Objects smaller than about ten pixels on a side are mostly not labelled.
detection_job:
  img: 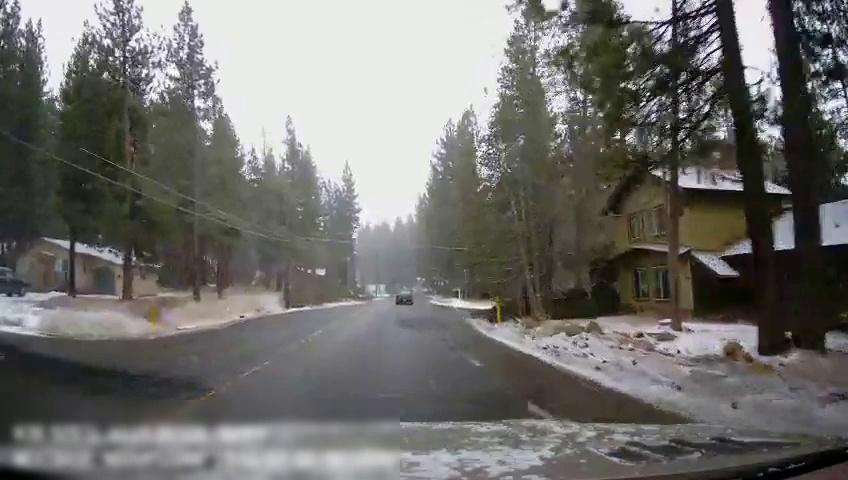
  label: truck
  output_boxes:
[0,266,31,298]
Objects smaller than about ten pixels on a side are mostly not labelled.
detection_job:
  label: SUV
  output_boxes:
[395,289,415,306]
